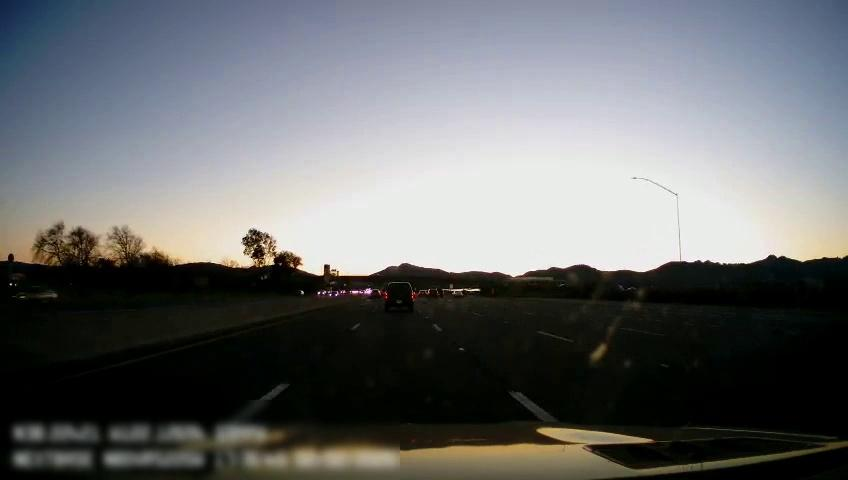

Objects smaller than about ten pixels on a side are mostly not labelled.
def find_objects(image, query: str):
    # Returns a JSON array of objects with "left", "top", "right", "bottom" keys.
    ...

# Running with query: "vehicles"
[
  {"left": 451, "top": 289, "right": 464, "bottom": 298},
  {"left": 426, "top": 288, "right": 439, "bottom": 300},
  {"left": 383, "top": 280, "right": 416, "bottom": 312},
  {"left": 8, "top": 278, "right": 18, "bottom": 288},
  {"left": 9, "top": 287, "right": 59, "bottom": 303}
]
